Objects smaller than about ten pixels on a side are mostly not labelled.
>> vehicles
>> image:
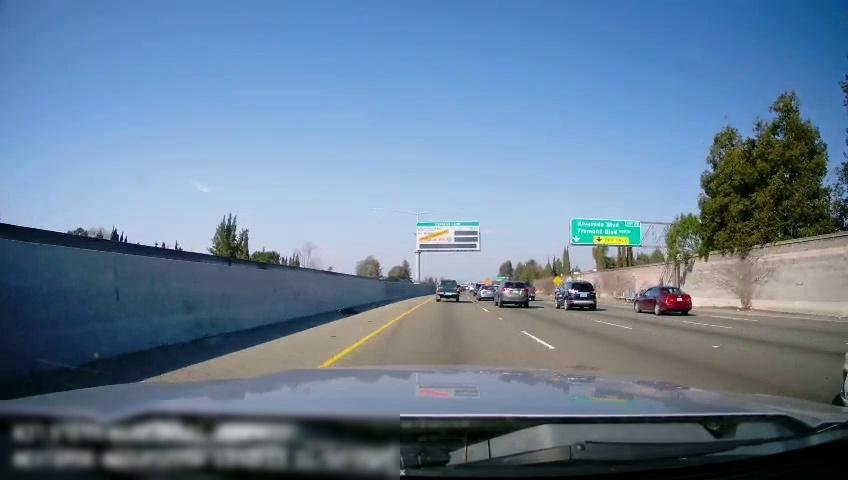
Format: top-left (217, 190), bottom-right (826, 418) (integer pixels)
top-left (839, 351), bottom-right (848, 408)
top-left (553, 280), bottom-right (597, 311)
top-left (633, 286), bottom-right (693, 316)
top-left (435, 280), bottom-right (461, 303)
top-left (476, 285), bottom-right (495, 302)
top-left (566, 275), bottom-right (581, 285)
top-left (473, 283), bottom-right (486, 296)
top-left (493, 281), bottom-right (530, 309)
top-left (515, 281), bottom-right (536, 301)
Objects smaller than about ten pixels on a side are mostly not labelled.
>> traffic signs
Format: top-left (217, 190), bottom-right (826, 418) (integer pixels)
top-left (571, 217), bottom-right (642, 247)
top-left (552, 275), bottom-right (562, 287)
top-left (415, 220), bottom-right (481, 249)
top-left (492, 276), bottom-right (510, 282)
